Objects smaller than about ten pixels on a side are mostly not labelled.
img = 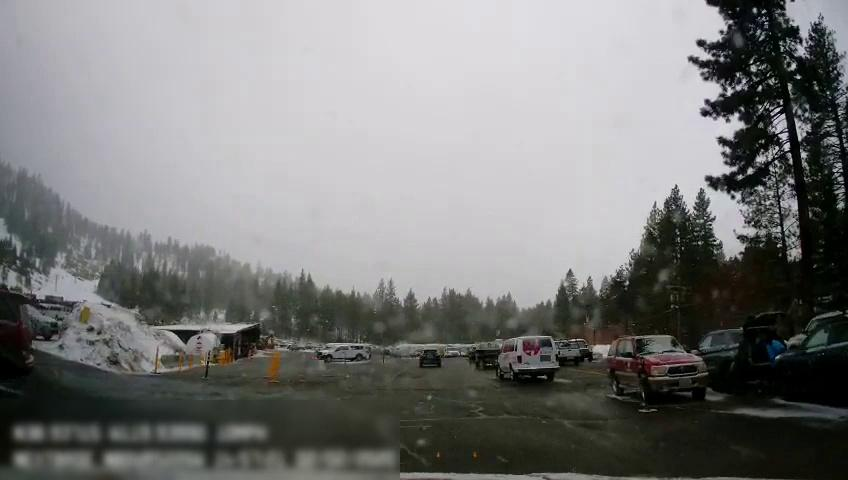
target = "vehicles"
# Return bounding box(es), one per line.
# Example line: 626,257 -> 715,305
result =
468,340 -> 499,369
419,348 -> 442,368
776,311 -> 848,403
556,339 -> 583,364
688,311 -> 793,392
604,334 -> 710,405
494,335 -> 559,384
318,344 -> 368,362
0,289 -> 33,390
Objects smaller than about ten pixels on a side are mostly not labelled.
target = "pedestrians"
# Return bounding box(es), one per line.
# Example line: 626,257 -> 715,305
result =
765,334 -> 785,392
